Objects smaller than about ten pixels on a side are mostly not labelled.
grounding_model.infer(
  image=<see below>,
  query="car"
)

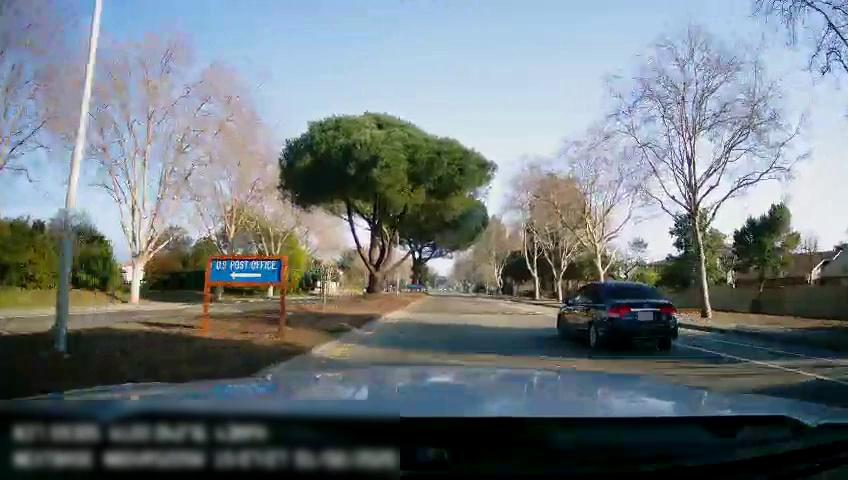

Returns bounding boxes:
[554,280,679,354]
